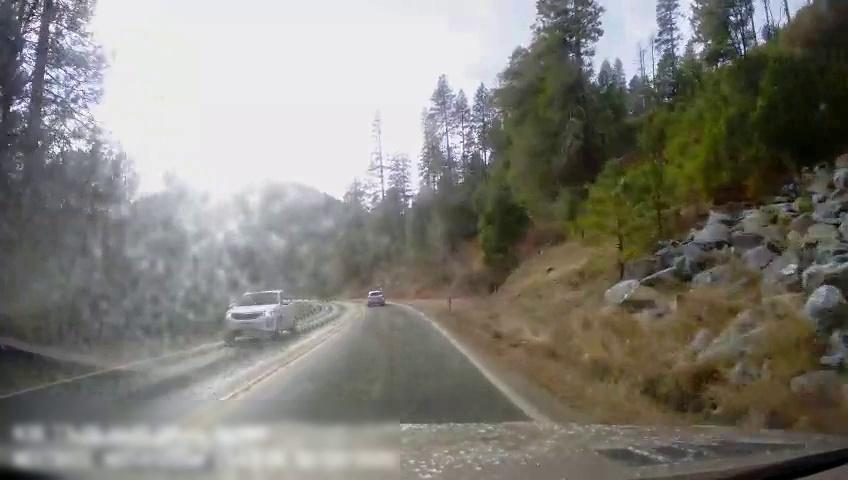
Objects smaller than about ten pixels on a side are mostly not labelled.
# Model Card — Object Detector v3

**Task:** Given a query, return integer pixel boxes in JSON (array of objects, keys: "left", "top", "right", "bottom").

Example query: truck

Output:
[{"left": 222, "top": 288, "right": 301, "bottom": 346}]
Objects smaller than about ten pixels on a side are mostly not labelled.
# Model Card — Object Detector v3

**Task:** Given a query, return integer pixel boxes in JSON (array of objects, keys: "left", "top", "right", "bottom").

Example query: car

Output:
[{"left": 366, "top": 290, "right": 385, "bottom": 308}]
